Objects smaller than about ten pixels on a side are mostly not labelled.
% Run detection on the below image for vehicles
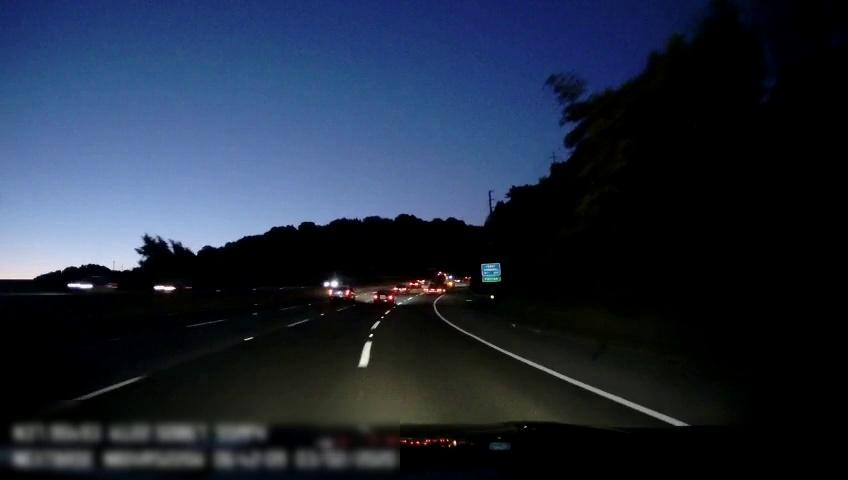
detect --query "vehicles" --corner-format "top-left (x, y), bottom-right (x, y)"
top-left (393, 284), bottom-right (411, 295)
top-left (426, 275), bottom-right (446, 296)
top-left (328, 284), bottom-right (356, 304)
top-left (374, 290), bottom-right (394, 307)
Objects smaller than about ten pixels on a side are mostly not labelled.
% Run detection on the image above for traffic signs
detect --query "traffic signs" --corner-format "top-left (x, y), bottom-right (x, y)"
top-left (481, 262), bottom-right (501, 281)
